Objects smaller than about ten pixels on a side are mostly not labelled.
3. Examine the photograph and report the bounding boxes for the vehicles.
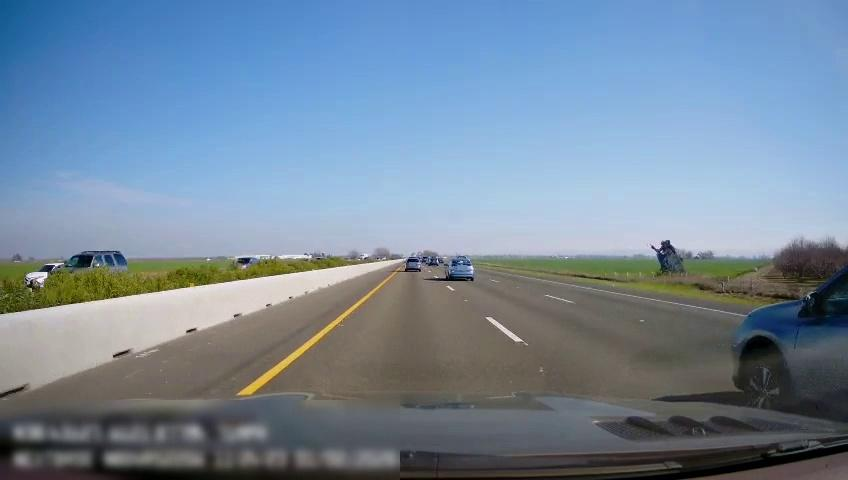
[236,257,258,269]
[404,257,422,272]
[428,257,439,267]
[444,257,475,283]
[53,251,129,273]
[730,266,848,422]
[25,263,63,289]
